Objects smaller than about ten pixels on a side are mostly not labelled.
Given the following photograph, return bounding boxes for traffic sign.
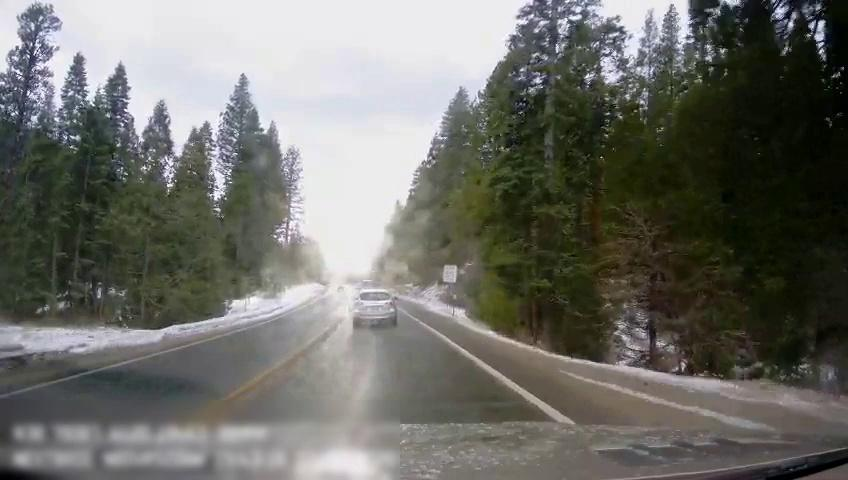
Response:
[442,264,458,284]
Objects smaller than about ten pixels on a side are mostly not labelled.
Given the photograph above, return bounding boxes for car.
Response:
[353,289,397,326]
